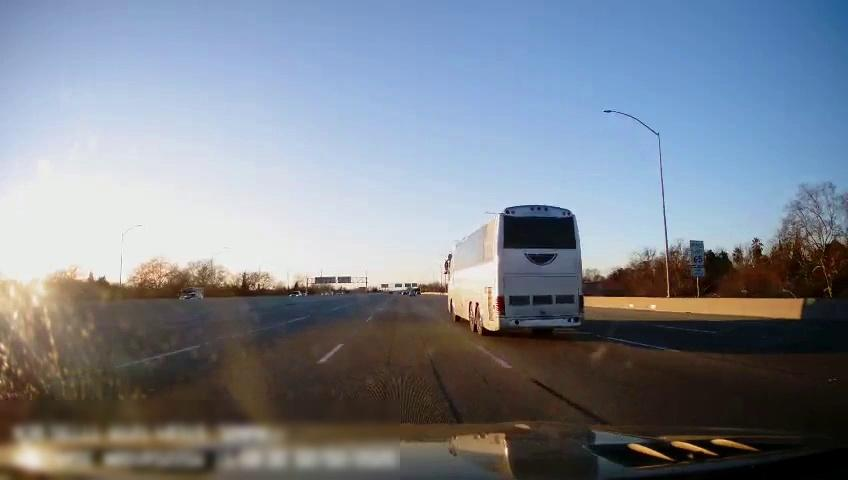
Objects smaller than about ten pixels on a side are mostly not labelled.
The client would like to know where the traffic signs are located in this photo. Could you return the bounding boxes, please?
[692,267,705,277]
[688,239,706,267]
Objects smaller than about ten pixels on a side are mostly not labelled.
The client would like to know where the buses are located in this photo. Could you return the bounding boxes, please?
[442,203,586,338]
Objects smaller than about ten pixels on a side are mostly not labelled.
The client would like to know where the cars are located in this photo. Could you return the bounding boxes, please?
[289,290,302,297]
[179,291,203,300]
